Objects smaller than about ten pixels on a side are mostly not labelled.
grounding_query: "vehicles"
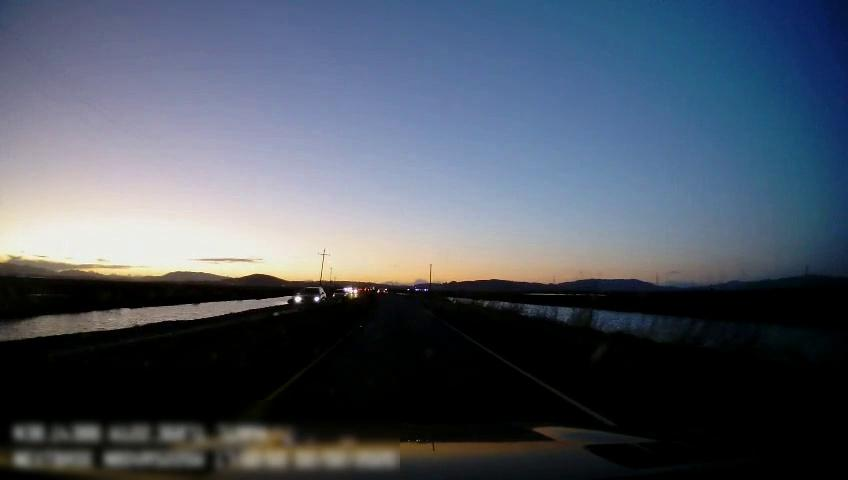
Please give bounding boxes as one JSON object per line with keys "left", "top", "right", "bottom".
{"left": 293, "top": 287, "right": 326, "bottom": 308}
{"left": 332, "top": 288, "right": 349, "bottom": 301}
